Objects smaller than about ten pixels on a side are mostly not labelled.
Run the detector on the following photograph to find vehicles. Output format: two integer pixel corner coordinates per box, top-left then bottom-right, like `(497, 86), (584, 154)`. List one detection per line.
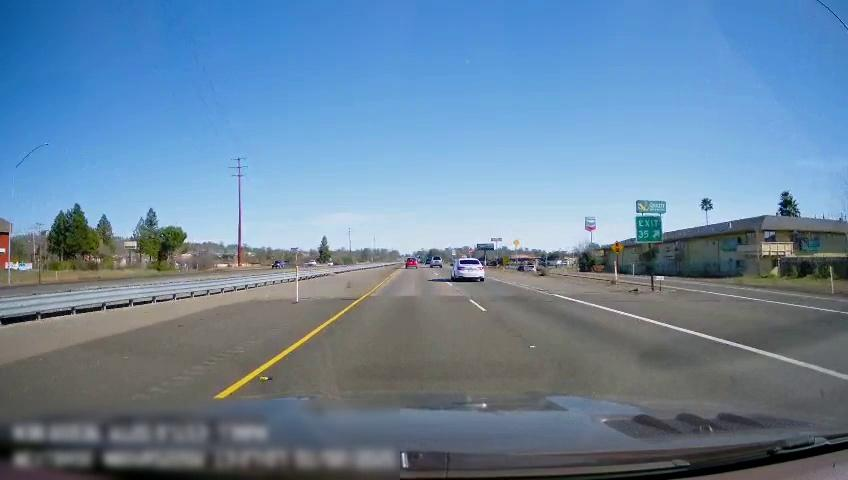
(449, 258), (486, 283)
(430, 256), (443, 268)
(271, 260), (286, 269)
(404, 256), (420, 269)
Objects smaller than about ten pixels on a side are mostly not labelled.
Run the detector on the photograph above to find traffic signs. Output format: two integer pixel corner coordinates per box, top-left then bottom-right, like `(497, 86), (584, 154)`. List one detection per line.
(635, 215), (663, 244)
(611, 241), (623, 255)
